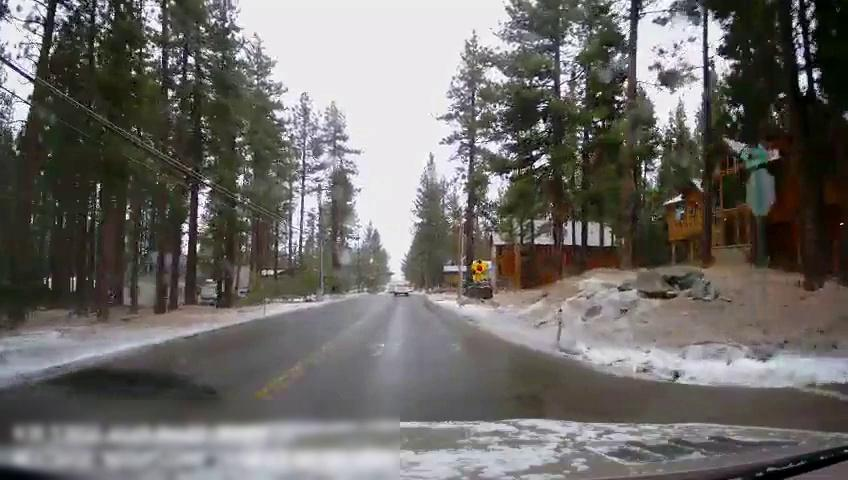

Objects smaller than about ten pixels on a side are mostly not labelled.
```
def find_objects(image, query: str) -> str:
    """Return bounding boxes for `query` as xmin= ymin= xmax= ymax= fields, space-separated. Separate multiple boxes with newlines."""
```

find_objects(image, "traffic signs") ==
xmin=740 ymin=146 xmax=768 ymax=169
xmin=744 ymin=169 xmax=777 ymax=217
xmin=473 ymin=259 xmax=486 ymax=276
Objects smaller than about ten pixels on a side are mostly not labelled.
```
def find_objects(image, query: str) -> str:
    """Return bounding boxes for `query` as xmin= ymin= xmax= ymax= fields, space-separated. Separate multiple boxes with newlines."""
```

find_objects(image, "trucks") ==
xmin=392 ymin=281 xmax=411 ymax=297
